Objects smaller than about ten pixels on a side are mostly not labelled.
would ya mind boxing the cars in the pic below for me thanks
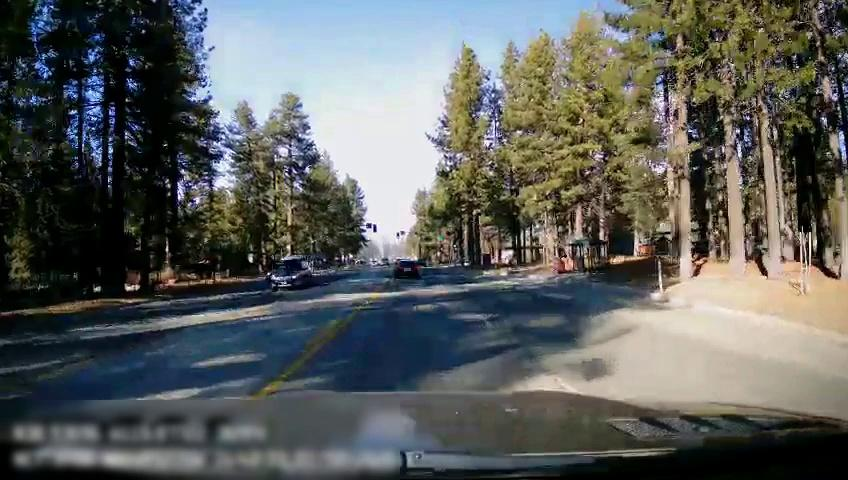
[269,259,313,291]
[393,256,421,278]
